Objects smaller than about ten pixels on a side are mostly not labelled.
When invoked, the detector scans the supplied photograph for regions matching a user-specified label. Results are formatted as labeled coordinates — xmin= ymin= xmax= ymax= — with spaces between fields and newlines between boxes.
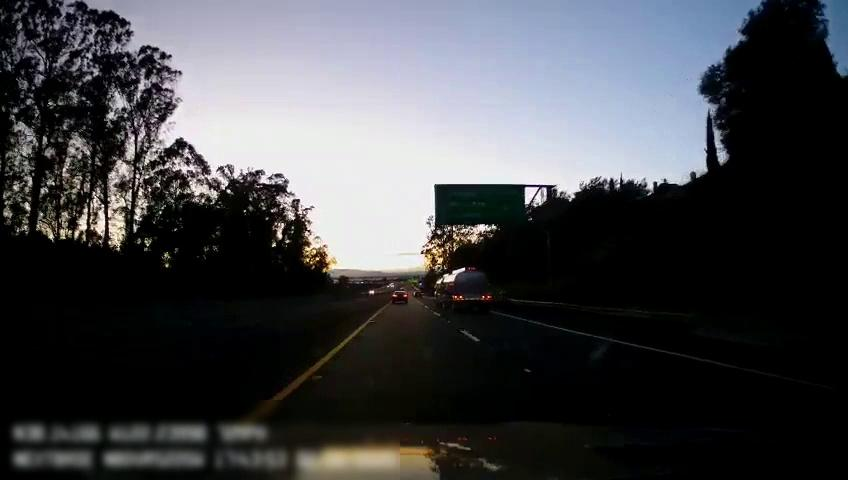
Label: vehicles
xmin=391 ymin=290 xmax=410 ymax=305
xmin=439 ymin=267 xmax=494 ymax=312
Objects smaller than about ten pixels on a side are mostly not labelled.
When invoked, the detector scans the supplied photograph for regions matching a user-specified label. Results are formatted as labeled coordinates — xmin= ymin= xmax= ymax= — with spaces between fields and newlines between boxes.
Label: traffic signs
xmin=432 ymin=181 xmax=527 ymax=226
